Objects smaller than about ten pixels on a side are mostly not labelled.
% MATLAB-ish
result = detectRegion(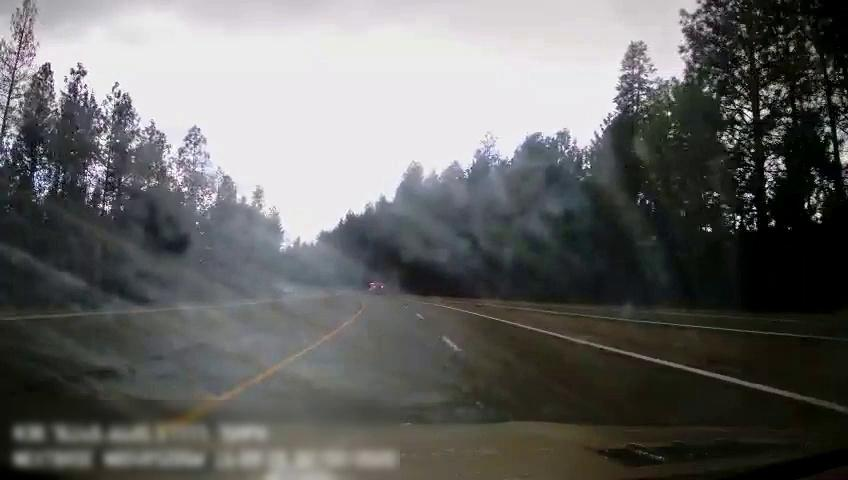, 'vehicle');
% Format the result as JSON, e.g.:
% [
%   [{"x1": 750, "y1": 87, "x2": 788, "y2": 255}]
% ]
[{"x1": 368, "y1": 282, "x2": 384, "y2": 294}]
